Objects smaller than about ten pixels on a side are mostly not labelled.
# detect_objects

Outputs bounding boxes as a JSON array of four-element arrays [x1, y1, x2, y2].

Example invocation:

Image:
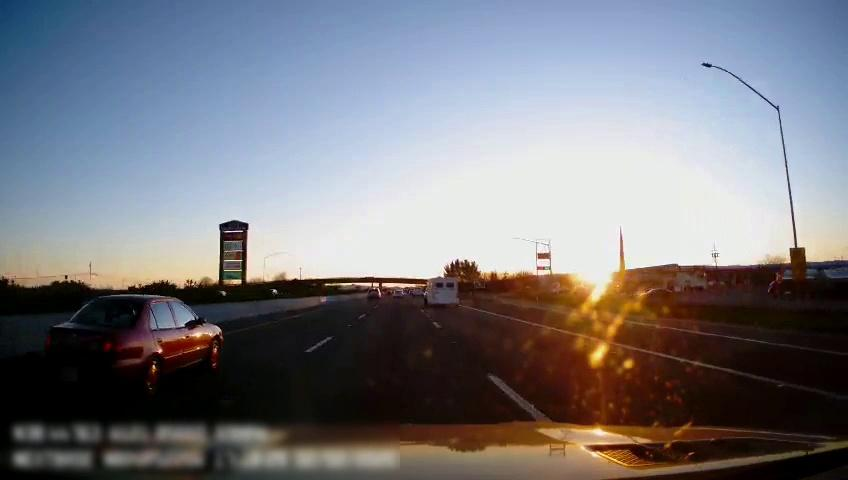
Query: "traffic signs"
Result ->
[[473, 278, 486, 289]]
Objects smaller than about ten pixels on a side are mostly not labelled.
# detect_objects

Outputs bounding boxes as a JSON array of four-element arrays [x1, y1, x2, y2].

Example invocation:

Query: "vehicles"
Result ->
[[393, 289, 405, 299], [268, 288, 281, 297], [43, 293, 227, 406], [425, 277, 460, 308], [411, 288, 425, 297], [423, 291, 428, 305], [216, 290, 228, 297], [367, 287, 382, 300]]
